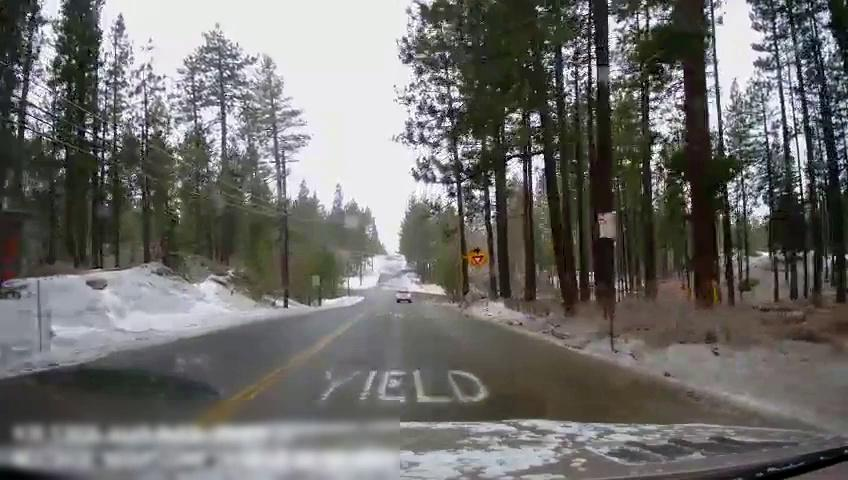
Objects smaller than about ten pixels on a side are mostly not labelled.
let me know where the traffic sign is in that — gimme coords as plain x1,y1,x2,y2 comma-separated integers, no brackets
468,247,486,266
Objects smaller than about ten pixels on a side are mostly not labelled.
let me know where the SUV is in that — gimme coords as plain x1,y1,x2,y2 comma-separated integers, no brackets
394,288,411,303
